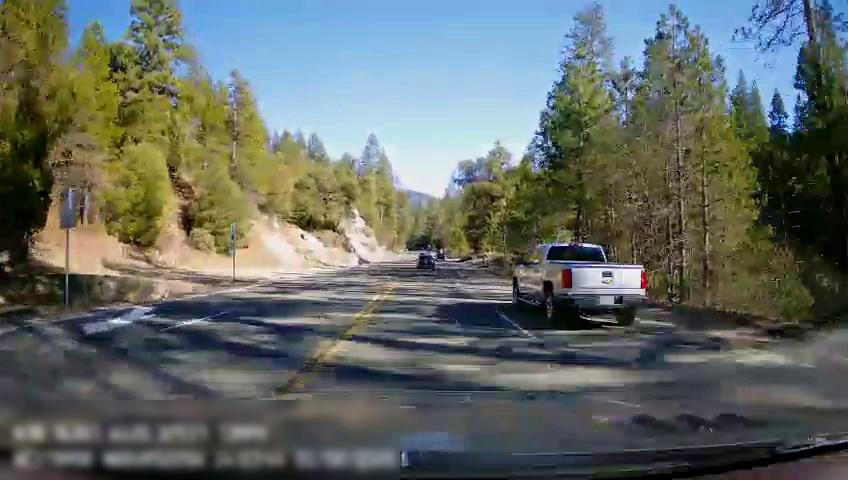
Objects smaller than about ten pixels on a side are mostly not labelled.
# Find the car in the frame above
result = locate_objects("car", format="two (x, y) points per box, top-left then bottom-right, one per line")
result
(417, 254), (436, 269)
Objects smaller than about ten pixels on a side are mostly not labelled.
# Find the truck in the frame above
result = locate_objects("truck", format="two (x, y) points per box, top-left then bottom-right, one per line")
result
(510, 241), (648, 327)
